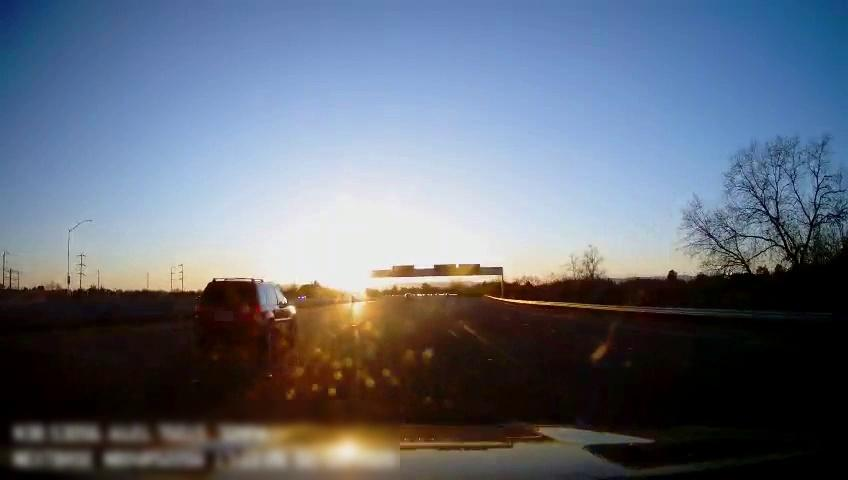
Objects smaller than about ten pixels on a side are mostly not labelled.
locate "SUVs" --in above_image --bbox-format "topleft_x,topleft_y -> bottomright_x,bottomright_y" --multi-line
194,277 -> 297,354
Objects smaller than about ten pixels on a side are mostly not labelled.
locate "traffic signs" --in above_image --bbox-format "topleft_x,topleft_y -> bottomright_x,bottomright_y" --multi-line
458,263 -> 481,274
392,265 -> 415,276
434,264 -> 457,275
